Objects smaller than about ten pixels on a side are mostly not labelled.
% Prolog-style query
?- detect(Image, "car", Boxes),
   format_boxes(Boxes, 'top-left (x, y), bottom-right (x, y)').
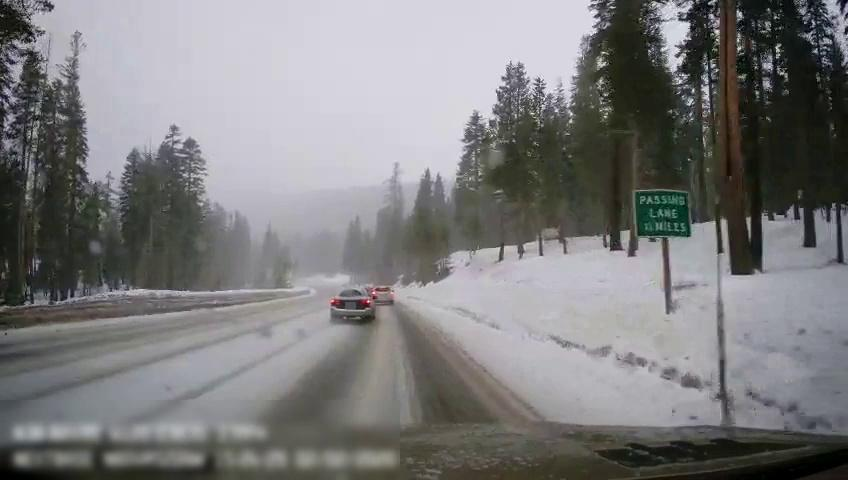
top-left (329, 284), bottom-right (378, 324)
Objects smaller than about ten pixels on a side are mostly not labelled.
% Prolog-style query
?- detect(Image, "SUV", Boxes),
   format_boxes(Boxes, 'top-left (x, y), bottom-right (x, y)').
top-left (372, 286), bottom-right (395, 305)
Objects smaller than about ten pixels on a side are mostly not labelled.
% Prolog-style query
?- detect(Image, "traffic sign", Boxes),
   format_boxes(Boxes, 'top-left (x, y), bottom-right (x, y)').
top-left (630, 186), bottom-right (694, 238)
